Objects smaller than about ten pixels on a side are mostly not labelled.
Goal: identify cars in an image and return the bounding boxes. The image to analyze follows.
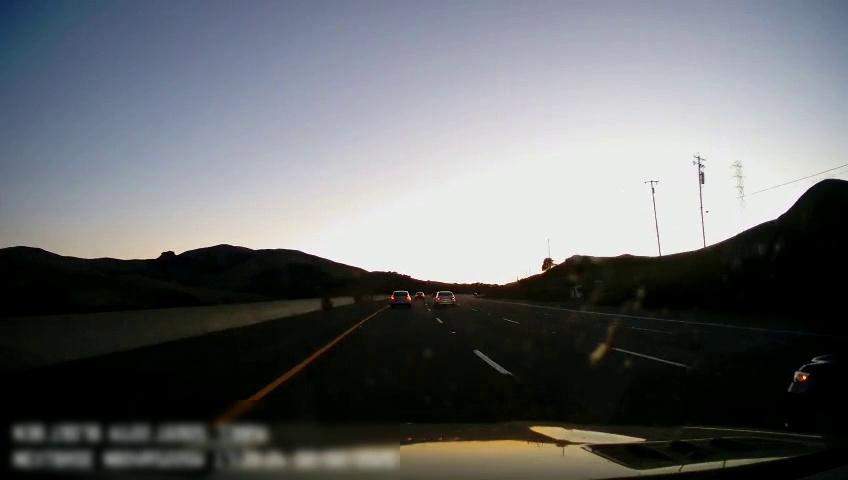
[434,291,456,307]
[780,348,848,434]
[390,290,411,308]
